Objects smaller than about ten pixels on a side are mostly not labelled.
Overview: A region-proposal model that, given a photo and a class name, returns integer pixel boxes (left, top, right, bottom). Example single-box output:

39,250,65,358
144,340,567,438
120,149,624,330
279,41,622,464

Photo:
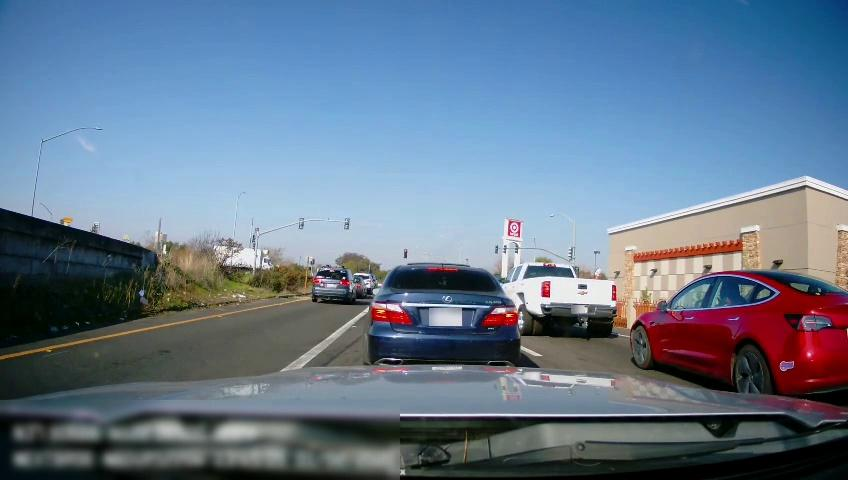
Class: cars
628,267,848,408
361,262,522,367
350,274,370,300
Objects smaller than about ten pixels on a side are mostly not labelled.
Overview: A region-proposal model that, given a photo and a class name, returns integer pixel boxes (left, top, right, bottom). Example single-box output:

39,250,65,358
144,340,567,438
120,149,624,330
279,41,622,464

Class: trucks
214,246,274,273
493,262,618,337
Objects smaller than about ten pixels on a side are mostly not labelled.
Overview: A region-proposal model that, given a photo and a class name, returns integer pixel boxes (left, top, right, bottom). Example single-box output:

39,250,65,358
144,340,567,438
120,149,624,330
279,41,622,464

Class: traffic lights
567,247,573,261
343,217,350,231
502,243,507,255
494,244,499,255
513,242,519,256
297,217,305,230
403,248,408,260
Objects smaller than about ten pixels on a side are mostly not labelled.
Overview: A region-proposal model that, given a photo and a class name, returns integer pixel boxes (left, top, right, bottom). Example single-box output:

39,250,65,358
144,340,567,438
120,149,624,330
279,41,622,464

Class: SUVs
353,272,376,296
311,264,359,306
